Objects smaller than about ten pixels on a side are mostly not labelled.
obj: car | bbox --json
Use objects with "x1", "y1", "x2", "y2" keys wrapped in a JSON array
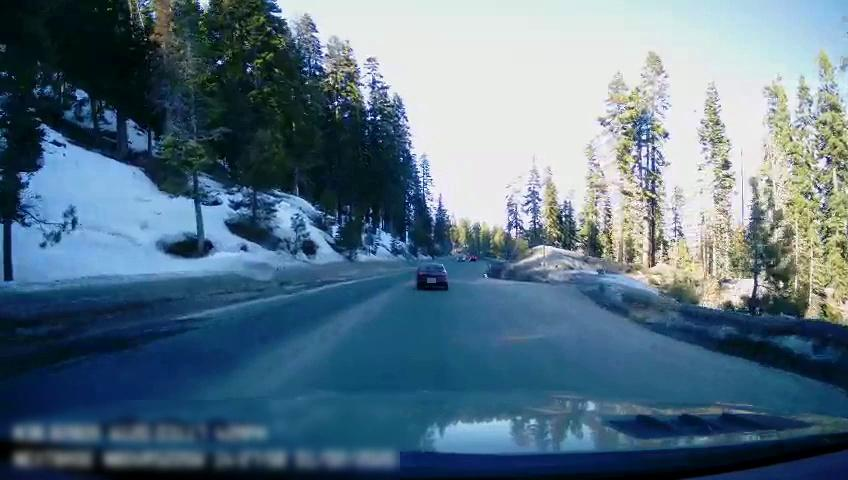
[{"x1": 414, "y1": 261, "x2": 449, "y2": 291}]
